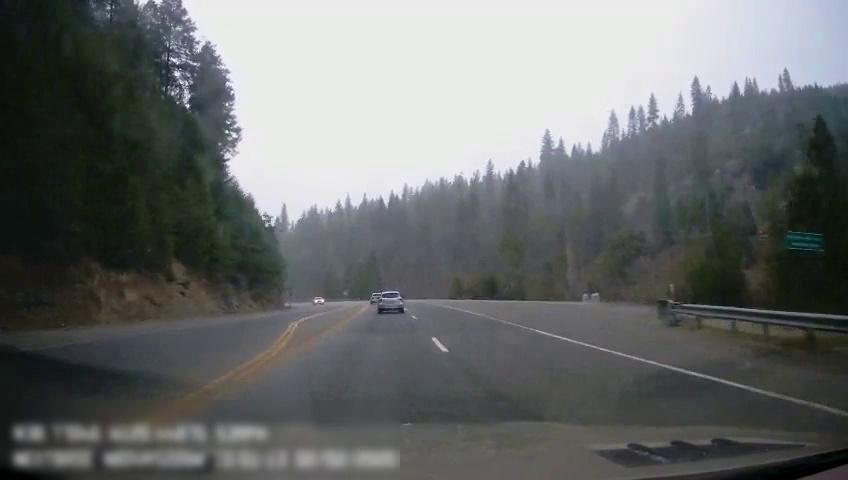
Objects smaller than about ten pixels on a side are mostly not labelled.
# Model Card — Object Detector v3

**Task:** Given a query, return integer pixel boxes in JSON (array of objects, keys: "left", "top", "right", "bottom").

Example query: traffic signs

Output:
[{"left": 784, "top": 232, "right": 826, "bottom": 251}]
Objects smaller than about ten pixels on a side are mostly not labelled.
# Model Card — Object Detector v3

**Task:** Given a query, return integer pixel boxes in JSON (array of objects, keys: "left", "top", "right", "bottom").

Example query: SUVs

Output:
[
  {"left": 370, "top": 292, "right": 382, "bottom": 304},
  {"left": 313, "top": 297, "right": 325, "bottom": 305},
  {"left": 376, "top": 291, "right": 405, "bottom": 314}
]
